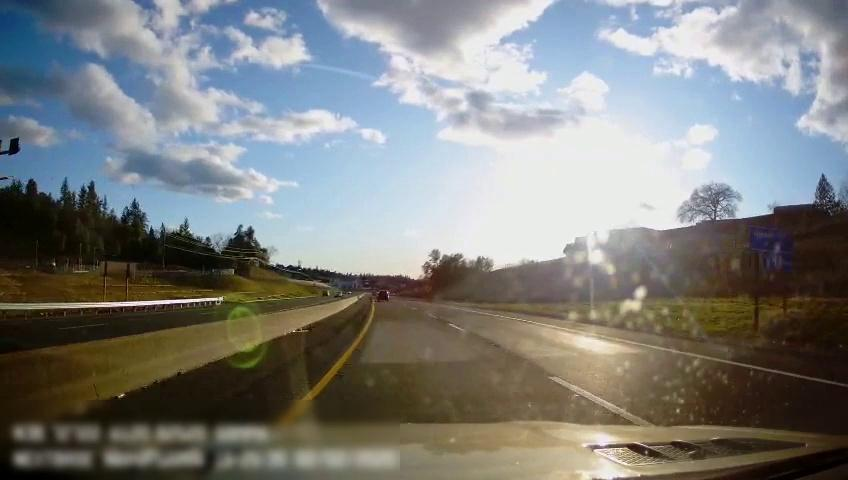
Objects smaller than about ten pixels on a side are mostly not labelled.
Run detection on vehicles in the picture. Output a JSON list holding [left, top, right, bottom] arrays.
[[334, 290, 343, 298], [376, 289, 390, 302]]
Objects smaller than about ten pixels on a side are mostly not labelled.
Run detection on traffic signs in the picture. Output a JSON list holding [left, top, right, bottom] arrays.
[[750, 224, 793, 253]]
